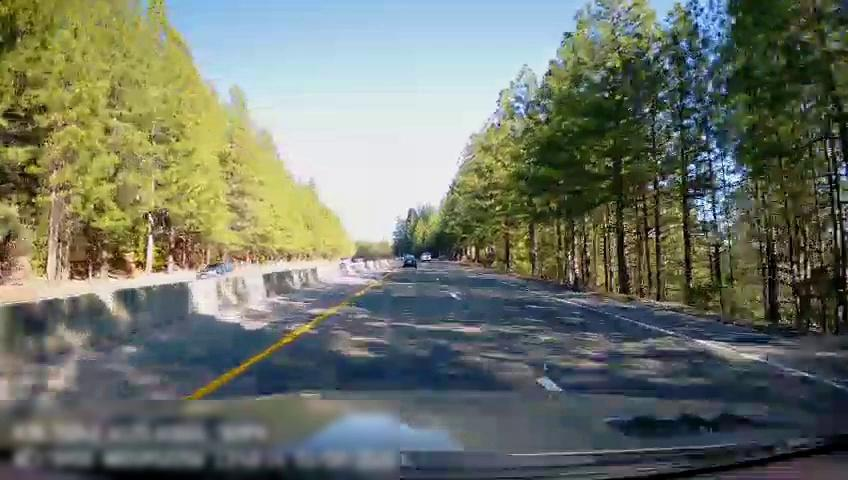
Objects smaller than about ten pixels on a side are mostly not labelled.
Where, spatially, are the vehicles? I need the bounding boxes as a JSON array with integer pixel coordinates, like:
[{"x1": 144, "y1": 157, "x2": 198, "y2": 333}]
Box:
[
  {"x1": 196, "y1": 263, "x2": 233, "y2": 280},
  {"x1": 403, "y1": 257, "x2": 416, "y2": 267},
  {"x1": 420, "y1": 253, "x2": 432, "y2": 263}
]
